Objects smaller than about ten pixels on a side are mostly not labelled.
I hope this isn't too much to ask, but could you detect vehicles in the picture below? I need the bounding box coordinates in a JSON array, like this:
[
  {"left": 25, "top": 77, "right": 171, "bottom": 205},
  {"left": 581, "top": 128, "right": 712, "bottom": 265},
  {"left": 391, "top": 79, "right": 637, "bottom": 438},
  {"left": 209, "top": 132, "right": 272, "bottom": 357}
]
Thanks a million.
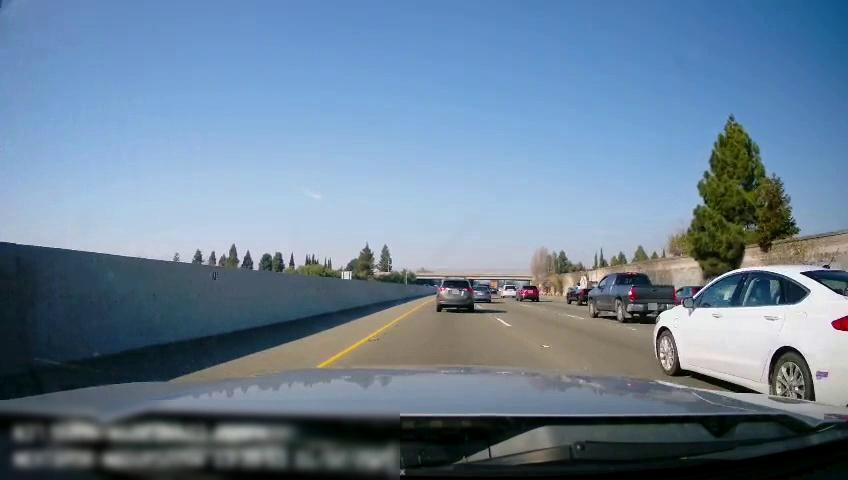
[
  {"left": 436, "top": 276, "right": 475, "bottom": 313},
  {"left": 469, "top": 285, "right": 492, "bottom": 304},
  {"left": 498, "top": 284, "right": 517, "bottom": 299},
  {"left": 587, "top": 271, "right": 677, "bottom": 324},
  {"left": 669, "top": 284, "right": 711, "bottom": 313},
  {"left": 476, "top": 283, "right": 490, "bottom": 289},
  {"left": 566, "top": 272, "right": 603, "bottom": 306},
  {"left": 515, "top": 285, "right": 540, "bottom": 303},
  {"left": 653, "top": 264, "right": 848, "bottom": 408}
]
